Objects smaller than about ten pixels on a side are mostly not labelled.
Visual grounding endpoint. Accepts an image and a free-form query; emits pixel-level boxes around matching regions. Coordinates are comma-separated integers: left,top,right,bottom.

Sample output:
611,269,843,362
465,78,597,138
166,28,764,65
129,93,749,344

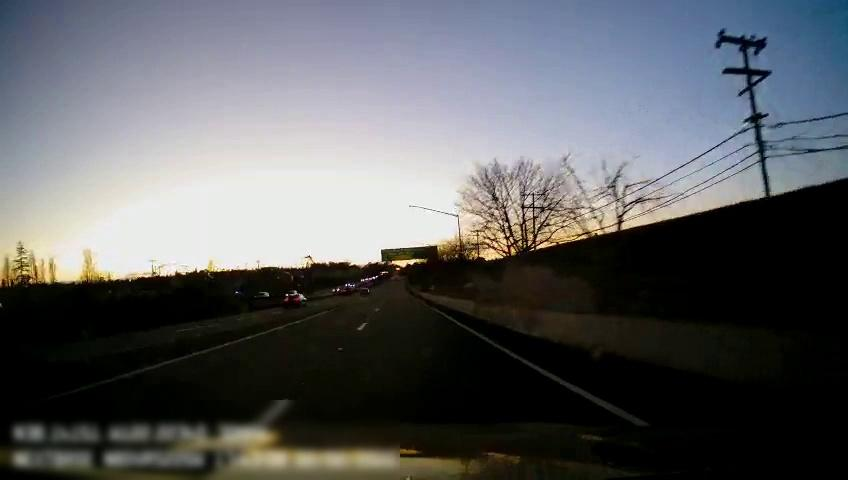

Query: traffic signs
383,247,427,260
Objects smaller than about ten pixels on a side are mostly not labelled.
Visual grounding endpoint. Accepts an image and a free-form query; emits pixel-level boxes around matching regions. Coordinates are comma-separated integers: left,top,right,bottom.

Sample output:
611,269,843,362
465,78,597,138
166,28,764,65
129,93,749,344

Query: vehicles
253,291,270,299
284,293,309,307
358,287,371,297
